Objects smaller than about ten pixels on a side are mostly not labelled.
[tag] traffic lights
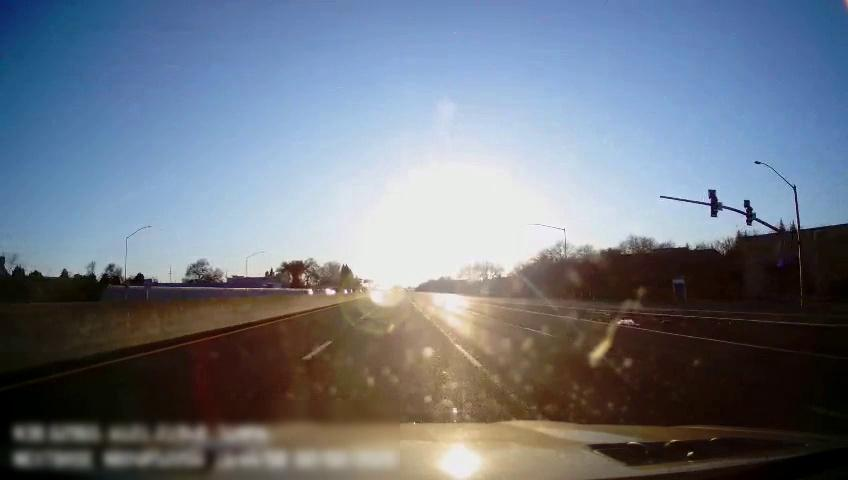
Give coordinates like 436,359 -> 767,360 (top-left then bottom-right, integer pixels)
744,199 -> 753,226
708,189 -> 718,218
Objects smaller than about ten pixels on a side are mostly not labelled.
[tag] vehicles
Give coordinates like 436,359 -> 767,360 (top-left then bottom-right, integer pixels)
300,290 -> 313,297
317,289 -> 331,297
